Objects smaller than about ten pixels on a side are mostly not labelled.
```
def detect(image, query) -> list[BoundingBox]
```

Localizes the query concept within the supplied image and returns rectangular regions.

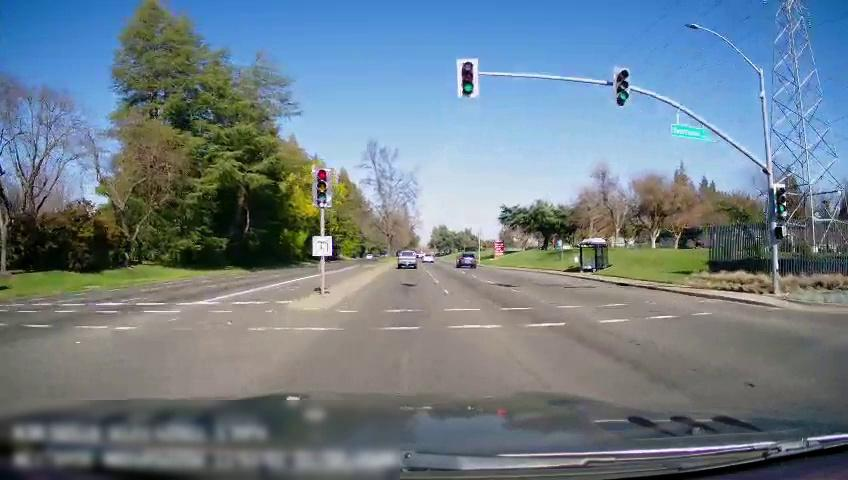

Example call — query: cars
[423,253,435,263]
[455,253,477,269]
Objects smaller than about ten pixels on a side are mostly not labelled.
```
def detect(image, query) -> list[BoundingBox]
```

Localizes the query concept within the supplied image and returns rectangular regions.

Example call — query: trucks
[397,251,417,270]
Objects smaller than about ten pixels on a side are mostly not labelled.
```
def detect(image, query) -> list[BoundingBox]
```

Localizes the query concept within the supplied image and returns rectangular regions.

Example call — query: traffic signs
[670,123,707,141]
[312,236,332,256]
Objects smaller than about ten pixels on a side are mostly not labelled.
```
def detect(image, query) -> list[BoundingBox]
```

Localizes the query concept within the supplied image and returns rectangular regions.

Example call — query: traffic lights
[770,184,787,221]
[313,168,333,209]
[458,59,478,97]
[614,65,631,105]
